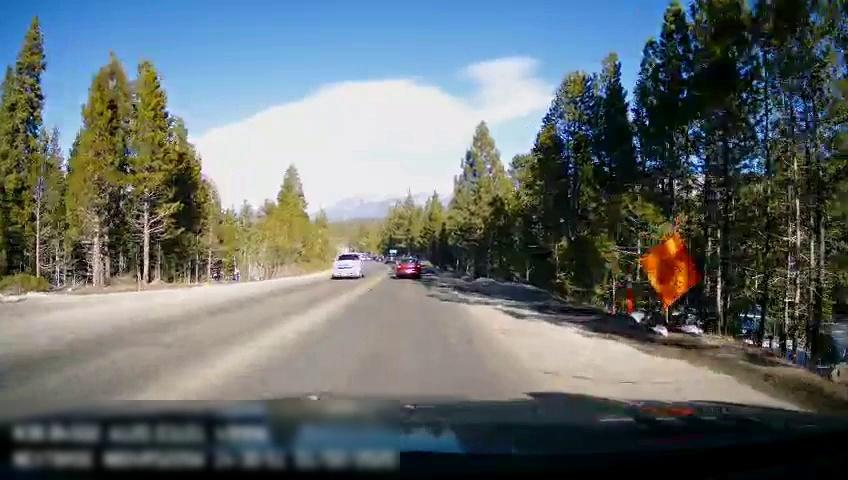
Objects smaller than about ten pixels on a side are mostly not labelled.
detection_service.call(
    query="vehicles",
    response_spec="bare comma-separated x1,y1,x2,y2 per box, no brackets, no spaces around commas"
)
394,262,418,279
383,255,397,264
330,252,370,280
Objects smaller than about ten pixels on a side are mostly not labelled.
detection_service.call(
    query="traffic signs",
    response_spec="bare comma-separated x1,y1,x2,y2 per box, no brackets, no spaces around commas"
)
641,233,700,306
